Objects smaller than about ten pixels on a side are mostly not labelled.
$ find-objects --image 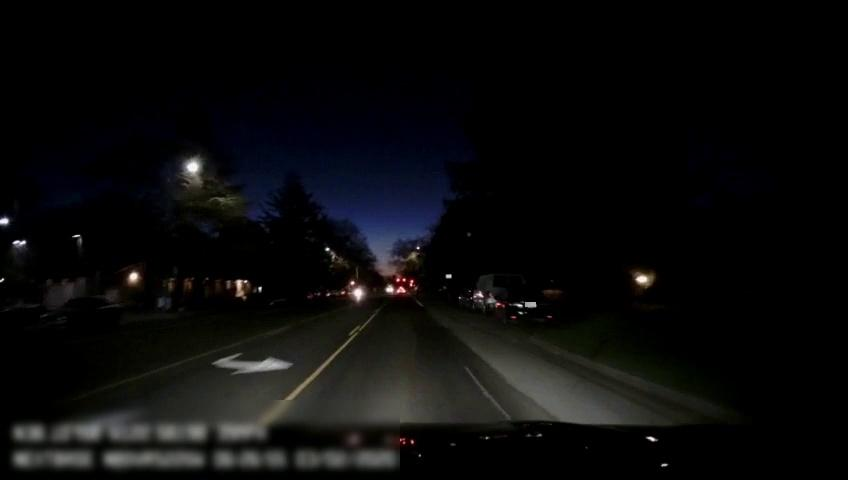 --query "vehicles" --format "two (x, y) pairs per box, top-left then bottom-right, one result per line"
(39, 294), (125, 336)
(493, 287), (555, 327)
(472, 274), (526, 317)
(455, 285), (476, 312)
